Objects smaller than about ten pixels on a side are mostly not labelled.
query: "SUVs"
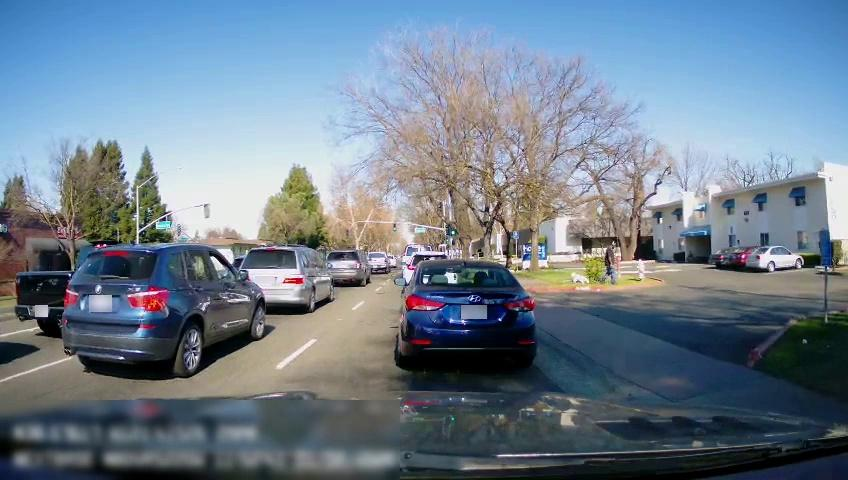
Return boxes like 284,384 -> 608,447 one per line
402,251 -> 449,284
62,242 -> 266,378
323,248 -> 372,287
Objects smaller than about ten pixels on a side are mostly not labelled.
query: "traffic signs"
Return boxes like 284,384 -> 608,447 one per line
415,226 -> 427,233
156,220 -> 171,229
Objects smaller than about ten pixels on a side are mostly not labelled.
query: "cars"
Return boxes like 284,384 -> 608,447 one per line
394,259 -> 538,372
728,246 -> 760,269
744,245 -> 805,272
711,247 -> 739,269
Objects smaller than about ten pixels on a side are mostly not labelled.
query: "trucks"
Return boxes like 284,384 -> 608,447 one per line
13,243 -> 129,336
366,250 -> 393,275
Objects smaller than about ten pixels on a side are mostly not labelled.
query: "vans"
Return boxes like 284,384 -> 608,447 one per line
240,246 -> 334,313
402,244 -> 433,278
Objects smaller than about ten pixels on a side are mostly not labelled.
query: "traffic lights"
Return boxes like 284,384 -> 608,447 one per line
202,204 -> 210,220
449,224 -> 457,238
176,223 -> 181,236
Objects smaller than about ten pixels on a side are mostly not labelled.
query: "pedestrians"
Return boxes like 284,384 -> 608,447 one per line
598,242 -> 617,285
